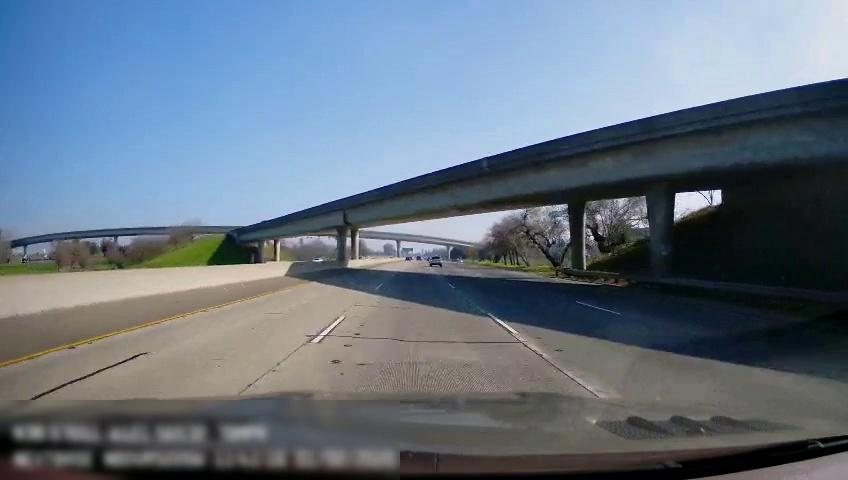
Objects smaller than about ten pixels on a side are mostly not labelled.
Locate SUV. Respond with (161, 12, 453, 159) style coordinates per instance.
(429, 256, 443, 267)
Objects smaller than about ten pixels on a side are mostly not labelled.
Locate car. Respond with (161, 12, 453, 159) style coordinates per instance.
(311, 257, 324, 263)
